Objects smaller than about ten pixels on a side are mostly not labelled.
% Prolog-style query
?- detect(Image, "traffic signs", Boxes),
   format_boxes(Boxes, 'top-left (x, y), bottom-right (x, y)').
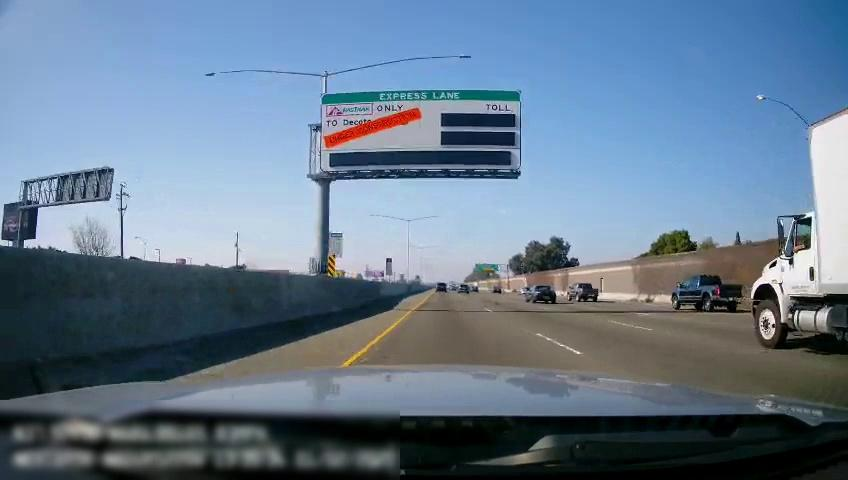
top-left (321, 87), bottom-right (522, 175)
top-left (327, 255), bottom-right (336, 277)
top-left (475, 263), bottom-right (499, 273)
top-left (385, 257), bottom-right (393, 276)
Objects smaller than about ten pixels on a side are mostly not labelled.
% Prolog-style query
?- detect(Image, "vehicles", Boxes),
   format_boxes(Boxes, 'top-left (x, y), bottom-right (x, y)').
top-left (435, 282), bottom-right (447, 292)
top-left (670, 274), bottom-right (744, 312)
top-left (567, 282), bottom-right (599, 302)
top-left (525, 285), bottom-right (556, 303)
top-left (750, 107), bottom-right (848, 349)
top-left (517, 286), bottom-right (530, 295)
top-left (458, 284), bottom-right (469, 293)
